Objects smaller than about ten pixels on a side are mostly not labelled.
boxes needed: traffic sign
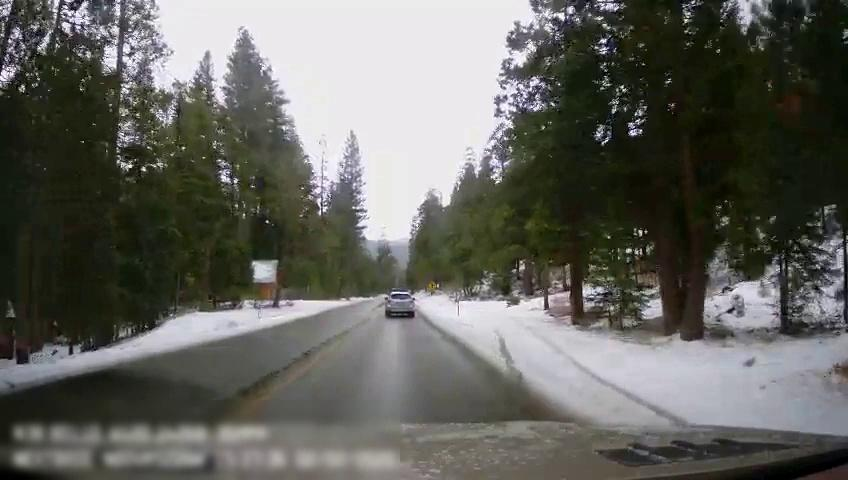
[426,280,438,293]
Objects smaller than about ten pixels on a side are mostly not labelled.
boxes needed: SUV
[384,291,416,318]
